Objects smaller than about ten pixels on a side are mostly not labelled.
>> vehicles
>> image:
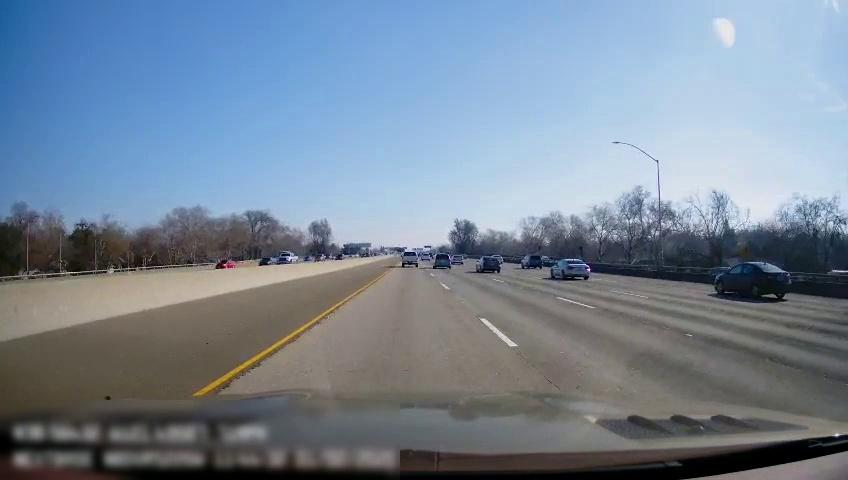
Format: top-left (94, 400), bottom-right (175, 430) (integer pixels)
top-left (215, 258), bottom-right (238, 269)
top-left (475, 255), bottom-right (501, 274)
top-left (399, 251), bottom-right (420, 269)
top-left (276, 250), bottom-right (299, 265)
top-left (492, 254), bottom-right (504, 265)
top-left (449, 254), bottom-right (464, 265)
top-left (313, 253), bottom-right (330, 263)
top-left (713, 261), bottom-right (793, 300)
top-left (432, 254), bottom-right (451, 270)
top-left (258, 256), bottom-right (274, 267)
top-left (549, 258), bottom-right (592, 281)
top-left (520, 255), bottom-right (542, 270)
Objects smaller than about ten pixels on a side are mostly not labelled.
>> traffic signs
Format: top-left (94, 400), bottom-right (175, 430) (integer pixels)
top-left (348, 243), bottom-right (372, 249)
